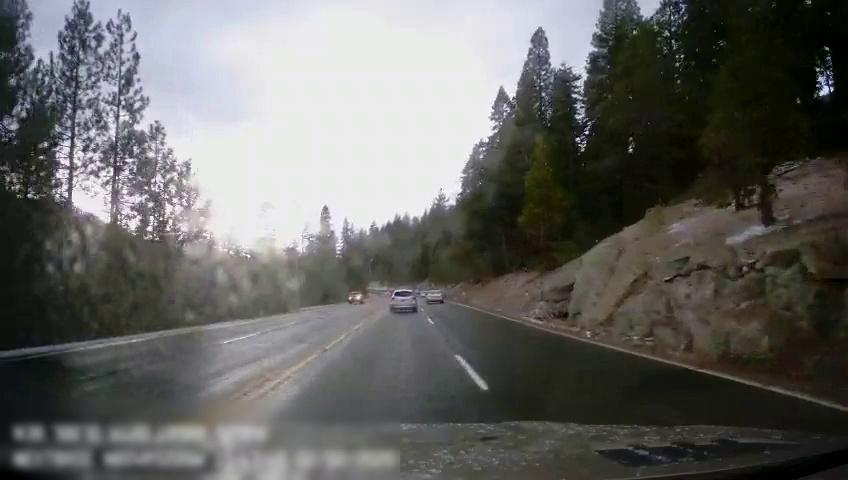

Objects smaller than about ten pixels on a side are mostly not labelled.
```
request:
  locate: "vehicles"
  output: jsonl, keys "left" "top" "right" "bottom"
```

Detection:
{"left": 390, "top": 289, "right": 417, "bottom": 313}
{"left": 347, "top": 290, "right": 363, "bottom": 304}
{"left": 426, "top": 288, "right": 444, "bottom": 304}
